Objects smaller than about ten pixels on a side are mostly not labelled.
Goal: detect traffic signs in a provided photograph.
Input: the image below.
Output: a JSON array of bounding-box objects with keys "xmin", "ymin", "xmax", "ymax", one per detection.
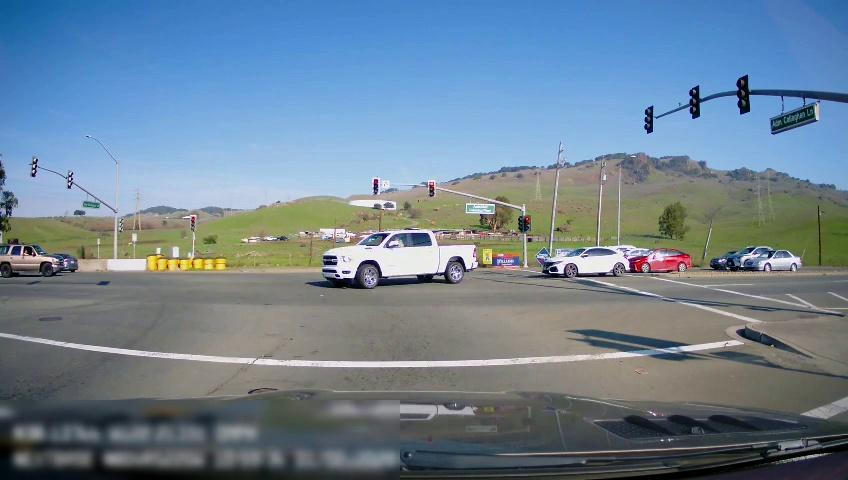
[
  {"xmin": 464, "ymin": 201, "xmax": 497, "ymax": 216},
  {"xmin": 82, "ymin": 199, "xmax": 101, "ymax": 209},
  {"xmin": 768, "ymin": 100, "xmax": 821, "ymax": 135}
]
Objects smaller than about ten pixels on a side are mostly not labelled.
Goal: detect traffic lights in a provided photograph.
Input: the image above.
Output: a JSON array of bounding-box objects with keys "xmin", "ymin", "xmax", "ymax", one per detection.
[
  {"xmin": 189, "ymin": 214, "xmax": 198, "ymax": 232},
  {"xmin": 516, "ymin": 215, "xmax": 525, "ymax": 232},
  {"xmin": 523, "ymin": 214, "xmax": 532, "ymax": 232},
  {"xmin": 426, "ymin": 178, "xmax": 437, "ymax": 197},
  {"xmin": 643, "ymin": 104, "xmax": 655, "ymax": 135},
  {"xmin": 30, "ymin": 156, "xmax": 40, "ymax": 178},
  {"xmin": 371, "ymin": 176, "xmax": 382, "ymax": 196},
  {"xmin": 735, "ymin": 74, "xmax": 751, "ymax": 115},
  {"xmin": 687, "ymin": 84, "xmax": 702, "ymax": 120},
  {"xmin": 66, "ymin": 169, "xmax": 75, "ymax": 190},
  {"xmin": 117, "ymin": 215, "xmax": 125, "ymax": 233}
]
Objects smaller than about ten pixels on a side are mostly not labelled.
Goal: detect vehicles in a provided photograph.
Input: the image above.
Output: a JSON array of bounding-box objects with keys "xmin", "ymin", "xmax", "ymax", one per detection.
[
  {"xmin": 726, "ymin": 245, "xmax": 778, "ymax": 272},
  {"xmin": 743, "ymin": 249, "xmax": 802, "ymax": 272},
  {"xmin": 542, "ymin": 246, "xmax": 631, "ymax": 278},
  {"xmin": 45, "ymin": 253, "xmax": 79, "ymax": 273},
  {"xmin": 608, "ymin": 245, "xmax": 637, "ymax": 255},
  {"xmin": 627, "ymin": 247, "xmax": 693, "ymax": 274},
  {"xmin": 0, "ymin": 238, "xmax": 65, "ymax": 279},
  {"xmin": 617, "ymin": 247, "xmax": 651, "ymax": 263},
  {"xmin": 709, "ymin": 251, "xmax": 739, "ymax": 271},
  {"xmin": 322, "ymin": 229, "xmax": 479, "ymax": 289}
]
